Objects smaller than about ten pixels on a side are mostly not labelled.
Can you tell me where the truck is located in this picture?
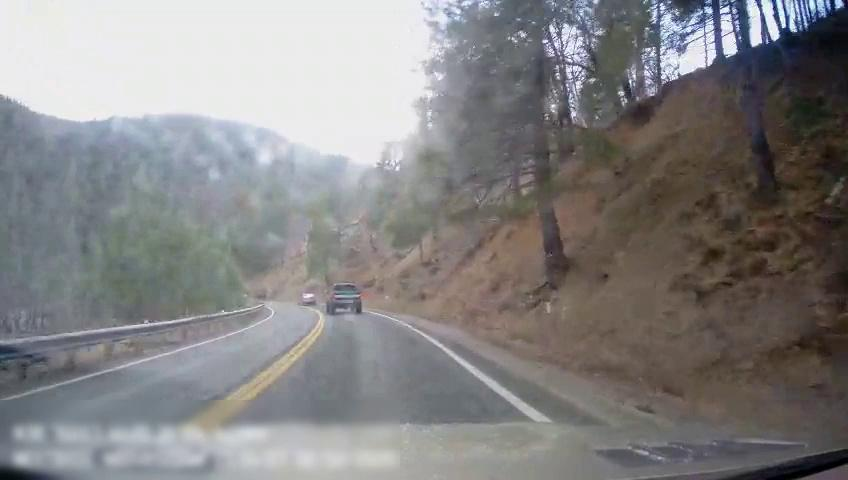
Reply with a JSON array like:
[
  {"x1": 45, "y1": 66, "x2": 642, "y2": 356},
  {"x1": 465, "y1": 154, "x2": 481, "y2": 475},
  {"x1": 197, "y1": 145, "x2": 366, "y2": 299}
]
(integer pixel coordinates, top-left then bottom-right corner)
[{"x1": 326, "y1": 283, "x2": 364, "y2": 315}]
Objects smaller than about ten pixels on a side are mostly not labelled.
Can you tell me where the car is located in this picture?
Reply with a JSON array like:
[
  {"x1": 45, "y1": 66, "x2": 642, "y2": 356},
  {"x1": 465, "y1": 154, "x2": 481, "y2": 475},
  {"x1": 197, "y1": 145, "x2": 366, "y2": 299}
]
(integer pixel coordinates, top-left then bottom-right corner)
[{"x1": 298, "y1": 291, "x2": 317, "y2": 306}]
